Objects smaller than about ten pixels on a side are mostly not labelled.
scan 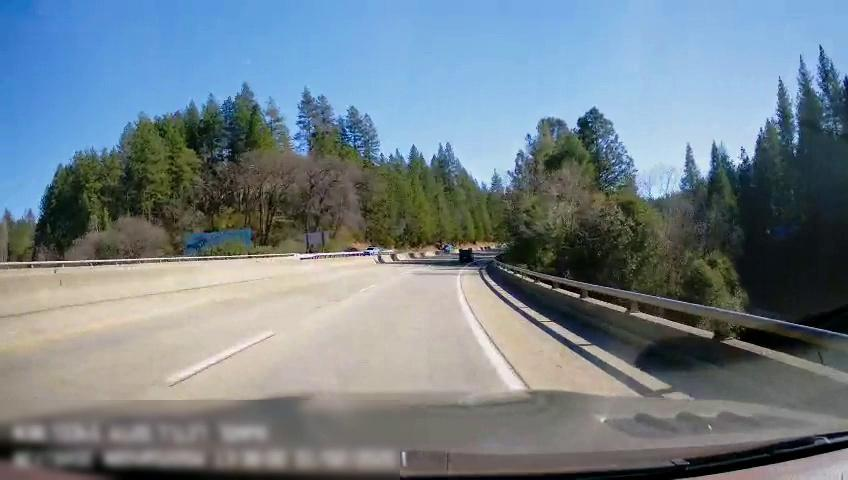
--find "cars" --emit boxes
[458,252,472,263]
[363,246,381,257]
